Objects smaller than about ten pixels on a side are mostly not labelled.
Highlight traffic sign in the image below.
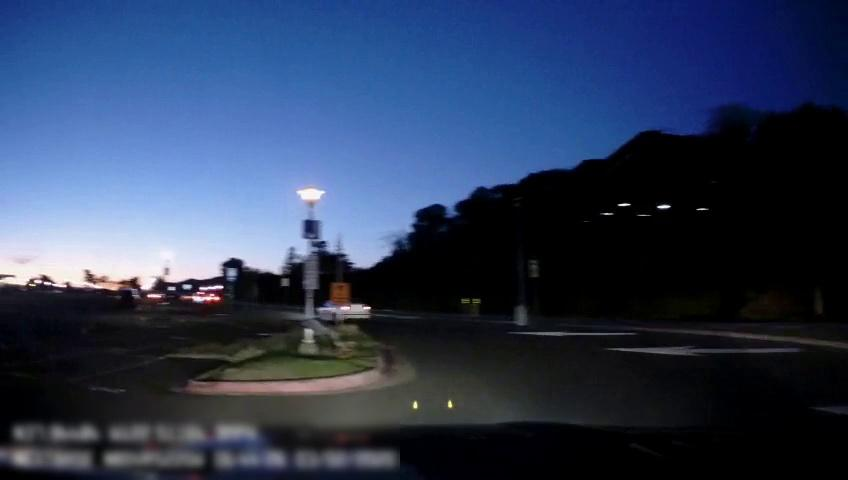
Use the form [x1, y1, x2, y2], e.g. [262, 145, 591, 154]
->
[331, 282, 350, 305]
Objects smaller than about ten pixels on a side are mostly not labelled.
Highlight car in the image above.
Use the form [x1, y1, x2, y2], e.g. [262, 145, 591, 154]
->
[315, 298, 371, 324]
